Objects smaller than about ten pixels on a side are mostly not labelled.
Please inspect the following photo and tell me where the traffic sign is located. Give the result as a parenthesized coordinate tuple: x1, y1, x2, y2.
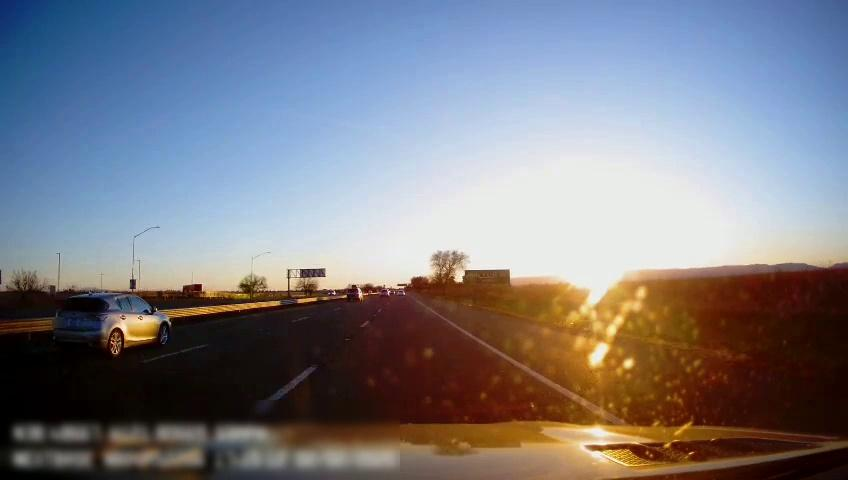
(463, 267, 512, 289)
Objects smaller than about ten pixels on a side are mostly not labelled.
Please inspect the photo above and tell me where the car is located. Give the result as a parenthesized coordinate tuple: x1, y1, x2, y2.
(51, 293, 174, 366)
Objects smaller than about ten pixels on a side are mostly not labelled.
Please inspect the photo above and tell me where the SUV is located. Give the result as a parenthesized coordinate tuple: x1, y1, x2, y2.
(346, 284, 364, 303)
